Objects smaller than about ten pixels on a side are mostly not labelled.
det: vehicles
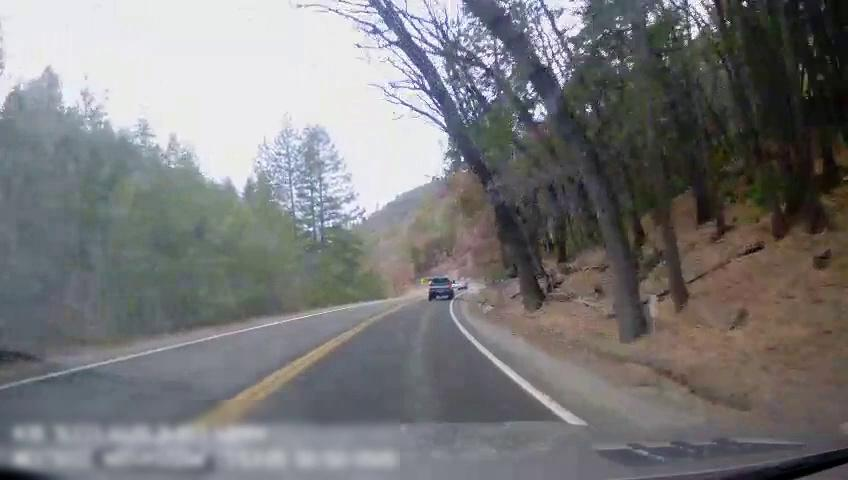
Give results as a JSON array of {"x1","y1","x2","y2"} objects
[
  {"x1": 457, "y1": 281, "x2": 469, "y2": 291},
  {"x1": 428, "y1": 278, "x2": 455, "y2": 301}
]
